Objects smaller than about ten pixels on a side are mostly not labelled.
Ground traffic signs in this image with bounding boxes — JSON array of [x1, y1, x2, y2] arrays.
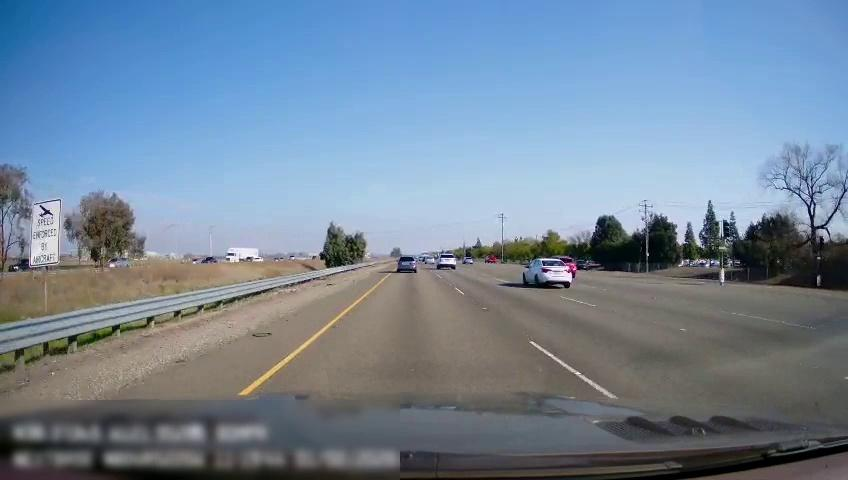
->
[[28, 198, 62, 268]]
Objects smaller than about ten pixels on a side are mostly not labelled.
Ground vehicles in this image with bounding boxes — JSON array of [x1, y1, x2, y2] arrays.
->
[[190, 257, 202, 265], [552, 256, 577, 278], [461, 256, 473, 265], [574, 260, 588, 271], [7, 257, 49, 273], [396, 256, 418, 273], [224, 247, 259, 264], [522, 258, 572, 288], [239, 256, 254, 265], [484, 255, 497, 264], [424, 255, 435, 265], [435, 253, 457, 270], [103, 256, 130, 270], [251, 256, 265, 264]]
